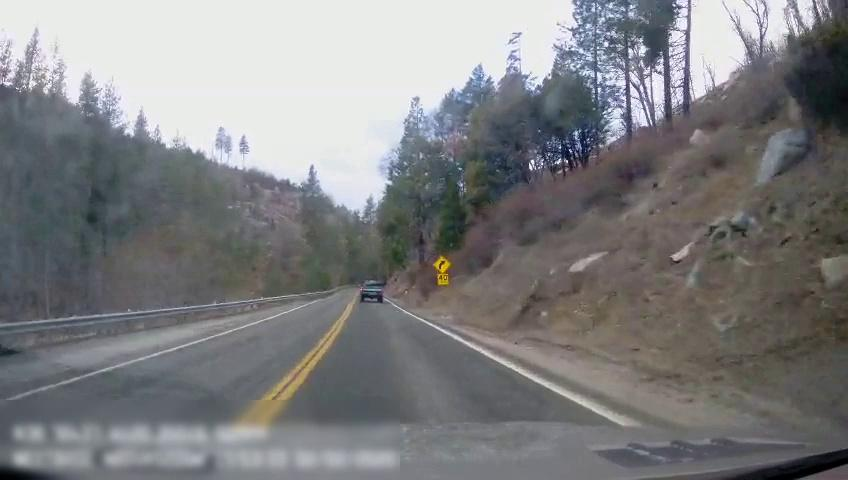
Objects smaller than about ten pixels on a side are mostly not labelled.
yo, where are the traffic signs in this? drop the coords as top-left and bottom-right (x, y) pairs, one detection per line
(437, 273), (449, 286)
(432, 255), (452, 273)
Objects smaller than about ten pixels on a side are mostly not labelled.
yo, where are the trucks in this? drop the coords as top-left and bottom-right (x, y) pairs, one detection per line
(359, 279), (384, 303)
